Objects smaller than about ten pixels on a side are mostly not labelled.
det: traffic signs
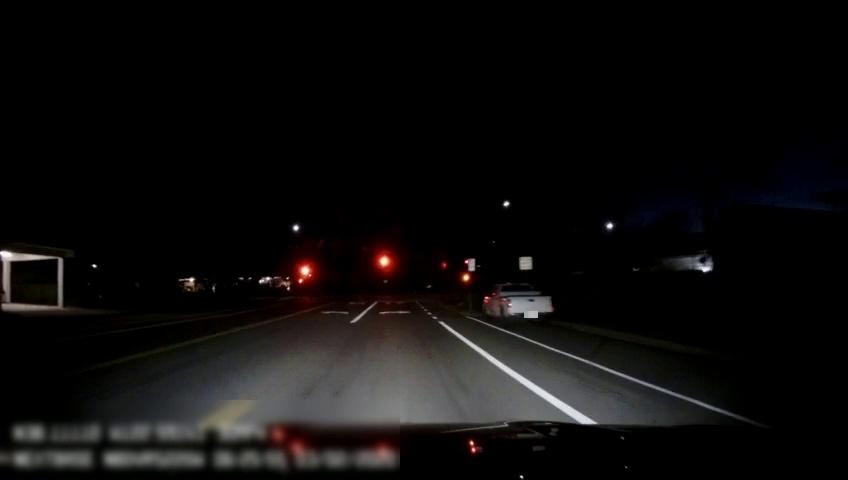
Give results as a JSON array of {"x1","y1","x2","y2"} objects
[
  {"x1": 519, "y1": 256, "x2": 534, "y2": 271},
  {"x1": 467, "y1": 258, "x2": 476, "y2": 272}
]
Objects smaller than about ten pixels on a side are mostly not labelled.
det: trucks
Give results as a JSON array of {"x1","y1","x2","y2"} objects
[{"x1": 481, "y1": 282, "x2": 554, "y2": 325}]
